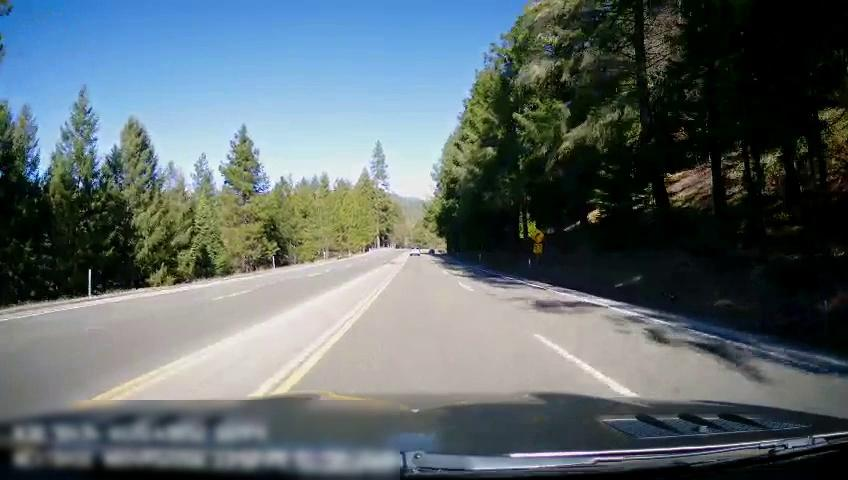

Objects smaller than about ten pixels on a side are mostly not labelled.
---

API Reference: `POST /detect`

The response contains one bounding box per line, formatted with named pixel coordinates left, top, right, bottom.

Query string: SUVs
left=408, top=246, right=421, bottom=257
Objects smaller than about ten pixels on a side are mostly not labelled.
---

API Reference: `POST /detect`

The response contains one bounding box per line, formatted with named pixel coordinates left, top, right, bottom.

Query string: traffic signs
left=528, top=228, right=545, bottom=243
left=532, top=243, right=544, bottom=255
